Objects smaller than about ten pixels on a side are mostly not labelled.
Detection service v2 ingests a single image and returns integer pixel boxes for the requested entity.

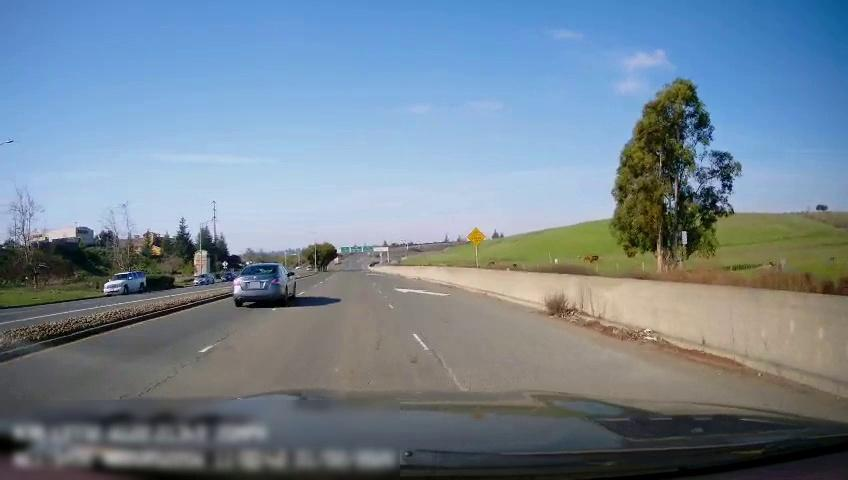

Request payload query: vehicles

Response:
[220,271,238,283]
[232,262,298,307]
[191,272,217,287]
[103,270,147,296]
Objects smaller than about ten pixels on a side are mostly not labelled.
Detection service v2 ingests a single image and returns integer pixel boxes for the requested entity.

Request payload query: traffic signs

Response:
[361,246,373,254]
[350,246,362,254]
[466,226,487,249]
[339,246,350,254]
